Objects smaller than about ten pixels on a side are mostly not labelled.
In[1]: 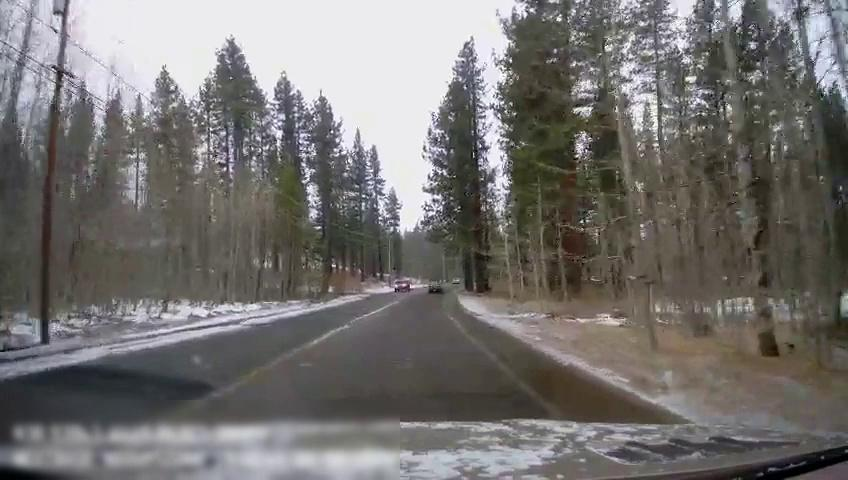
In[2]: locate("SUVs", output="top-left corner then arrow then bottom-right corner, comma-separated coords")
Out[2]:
427,280 -> 443,295
393,278 -> 413,293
